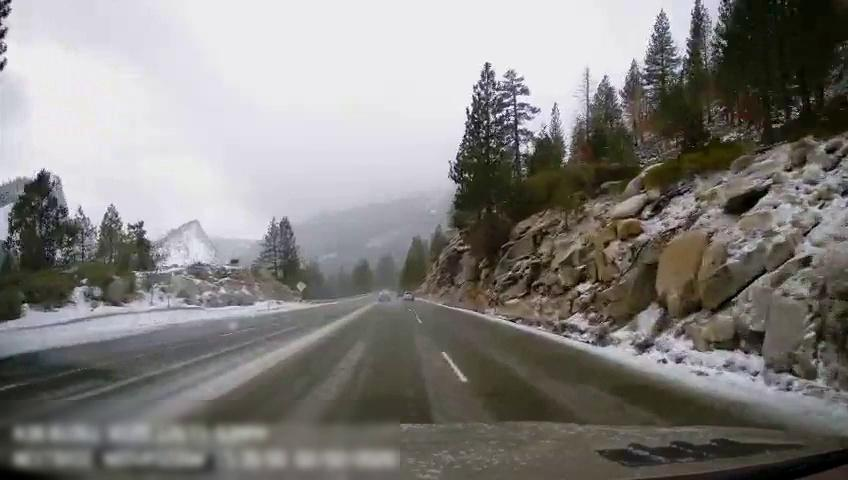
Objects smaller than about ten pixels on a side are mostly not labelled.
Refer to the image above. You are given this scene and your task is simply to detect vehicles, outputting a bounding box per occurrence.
[377,292,391,302]
[402,291,415,302]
